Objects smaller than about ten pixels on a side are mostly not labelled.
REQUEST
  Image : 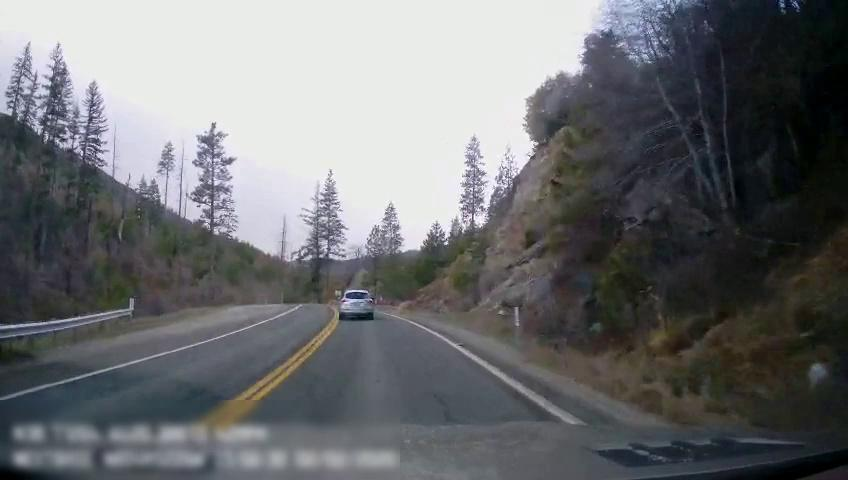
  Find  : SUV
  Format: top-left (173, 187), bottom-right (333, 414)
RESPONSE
top-left (338, 290), bottom-right (375, 321)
